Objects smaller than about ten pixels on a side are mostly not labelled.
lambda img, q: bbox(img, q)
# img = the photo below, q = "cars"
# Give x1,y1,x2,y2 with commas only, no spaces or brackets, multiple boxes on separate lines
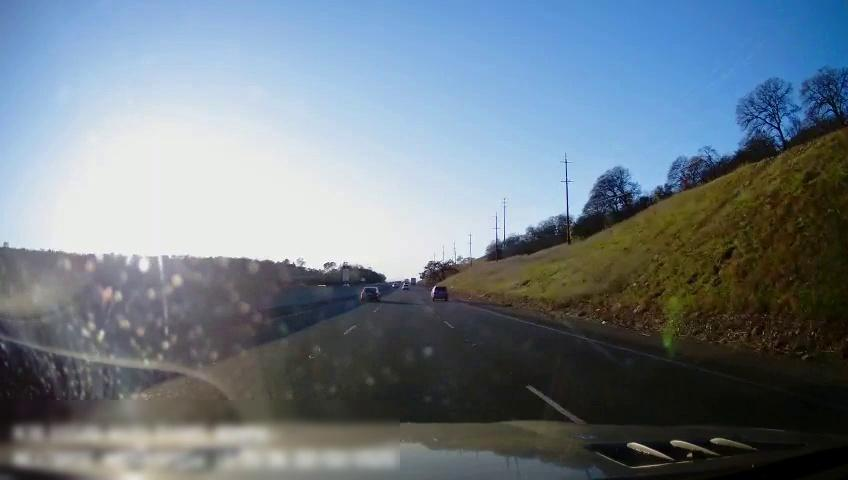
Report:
431,286,449,302
360,286,381,304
